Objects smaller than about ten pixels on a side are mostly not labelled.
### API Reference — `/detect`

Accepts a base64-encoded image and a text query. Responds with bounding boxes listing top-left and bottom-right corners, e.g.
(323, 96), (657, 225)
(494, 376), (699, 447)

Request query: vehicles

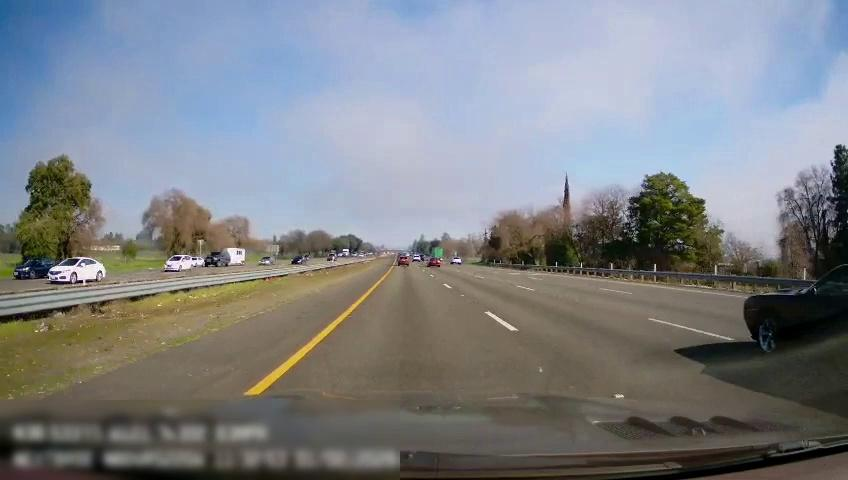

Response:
(430, 247), (444, 261)
(190, 257), (205, 268)
(47, 256), (106, 285)
(257, 256), (275, 266)
(741, 263), (848, 365)
(163, 254), (194, 273)
(203, 247), (245, 267)
(13, 257), (59, 280)
(326, 253), (338, 262)
(290, 255), (307, 265)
